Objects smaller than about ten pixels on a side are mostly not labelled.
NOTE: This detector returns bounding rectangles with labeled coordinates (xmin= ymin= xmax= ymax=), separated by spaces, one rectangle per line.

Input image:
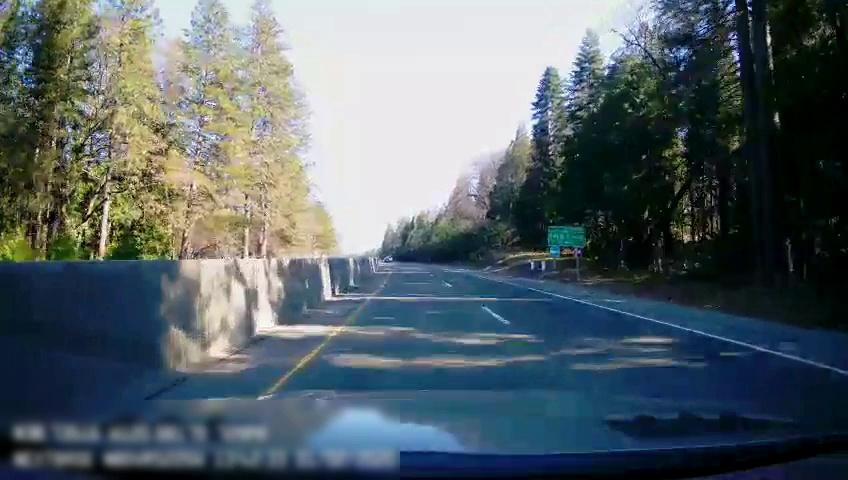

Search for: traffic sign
xmin=547 ymin=225 xmax=586 ymax=248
